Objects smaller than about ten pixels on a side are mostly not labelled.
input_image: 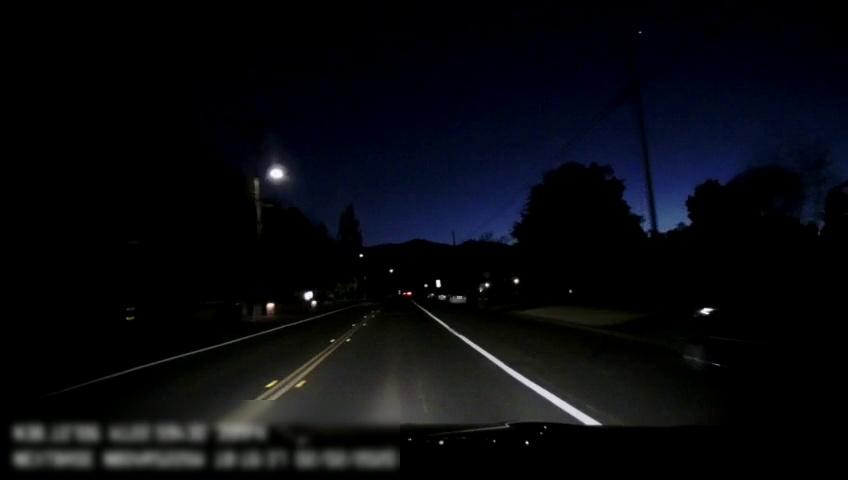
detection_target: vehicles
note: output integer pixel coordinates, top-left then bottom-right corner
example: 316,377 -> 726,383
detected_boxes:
435,291 -> 447,302
447,290 -> 467,306
684,299 -> 848,410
